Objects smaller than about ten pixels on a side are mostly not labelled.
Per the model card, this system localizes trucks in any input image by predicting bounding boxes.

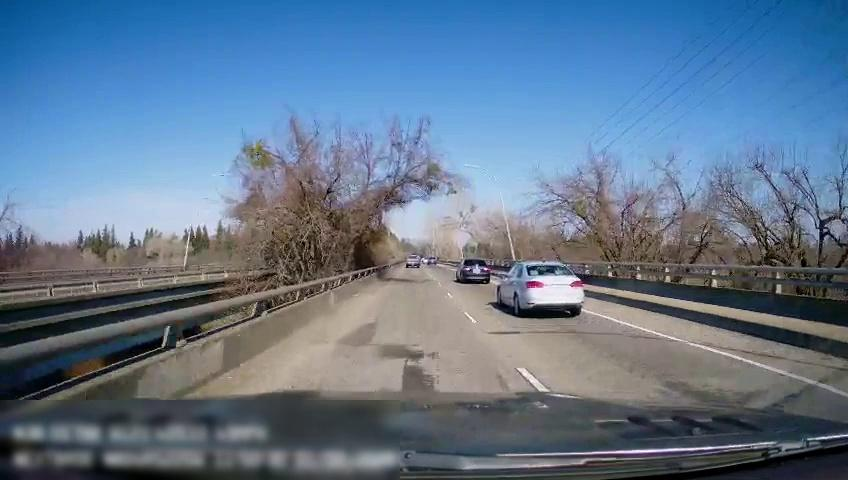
[405,254,420,268]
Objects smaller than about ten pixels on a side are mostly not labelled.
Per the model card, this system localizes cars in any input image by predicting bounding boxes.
[455,259,491,284]
[495,261,585,318]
